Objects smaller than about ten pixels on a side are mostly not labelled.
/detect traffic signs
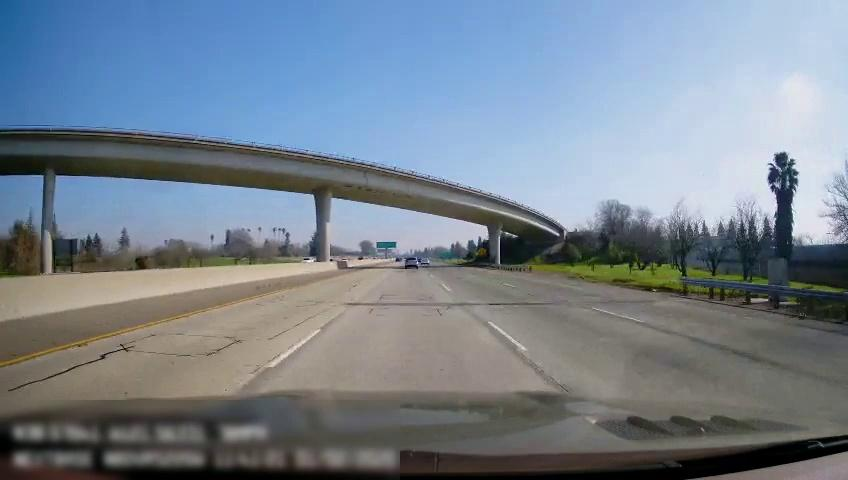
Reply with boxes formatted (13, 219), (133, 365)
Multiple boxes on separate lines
(375, 240), (398, 250)
(477, 248), (488, 257)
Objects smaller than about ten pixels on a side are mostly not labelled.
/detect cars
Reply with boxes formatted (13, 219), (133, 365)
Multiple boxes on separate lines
(302, 256), (315, 263)
(420, 258), (431, 266)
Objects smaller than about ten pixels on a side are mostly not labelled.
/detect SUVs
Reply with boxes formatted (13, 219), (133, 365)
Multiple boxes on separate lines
(404, 257), (418, 269)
